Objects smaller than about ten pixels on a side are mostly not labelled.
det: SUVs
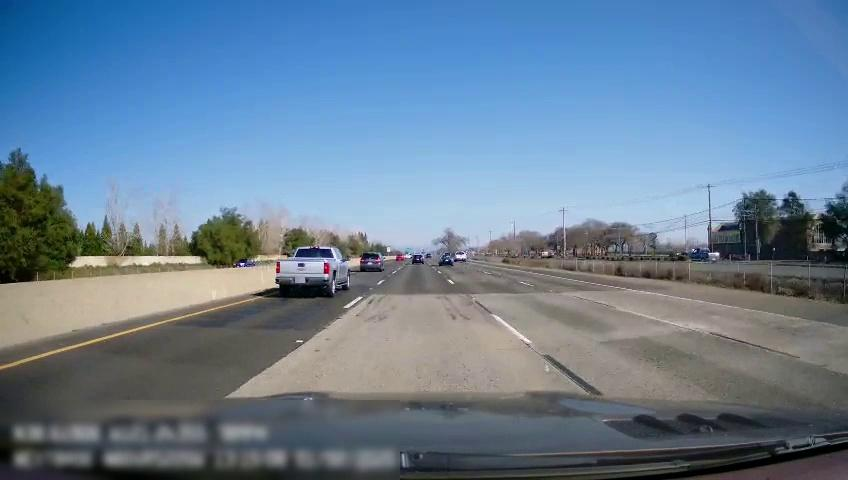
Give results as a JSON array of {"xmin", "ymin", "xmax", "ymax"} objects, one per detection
[
  {"xmin": 231, "ymin": 258, "xmax": 256, "ymax": 268},
  {"xmin": 359, "ymin": 251, "xmax": 387, "ymax": 273}
]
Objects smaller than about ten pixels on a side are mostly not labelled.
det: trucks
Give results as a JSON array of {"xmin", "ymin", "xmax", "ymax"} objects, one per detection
[
  {"xmin": 454, "ymin": 251, "xmax": 467, "ymax": 262},
  {"xmin": 687, "ymin": 246, "xmax": 720, "ymax": 264},
  {"xmin": 274, "ymin": 246, "xmax": 352, "ymax": 298}
]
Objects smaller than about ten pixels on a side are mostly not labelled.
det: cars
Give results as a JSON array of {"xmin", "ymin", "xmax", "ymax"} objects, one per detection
[
  {"xmin": 438, "ymin": 254, "xmax": 453, "ymax": 266},
  {"xmin": 411, "ymin": 254, "xmax": 424, "ymax": 265}
]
